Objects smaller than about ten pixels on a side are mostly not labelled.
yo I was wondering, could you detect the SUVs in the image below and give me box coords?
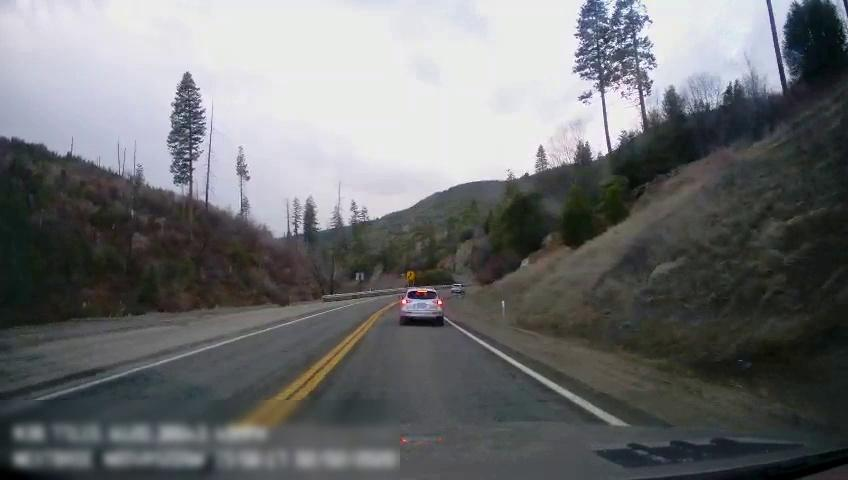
[398,288,444,326]
[451,283,465,294]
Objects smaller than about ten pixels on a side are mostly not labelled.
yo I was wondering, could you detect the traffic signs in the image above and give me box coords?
[406,270,415,280]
